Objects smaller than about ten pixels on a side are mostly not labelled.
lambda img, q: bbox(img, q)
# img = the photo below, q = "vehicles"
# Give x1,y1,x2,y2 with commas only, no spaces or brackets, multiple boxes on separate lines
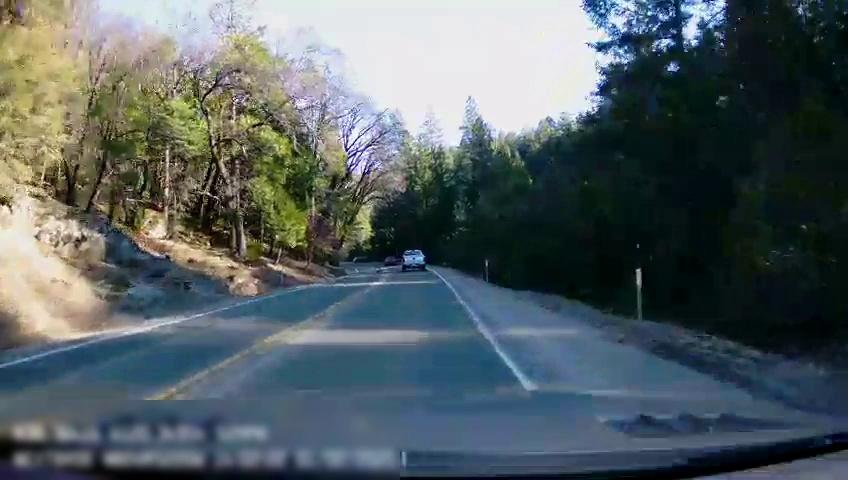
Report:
385,255,400,266
401,250,426,272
